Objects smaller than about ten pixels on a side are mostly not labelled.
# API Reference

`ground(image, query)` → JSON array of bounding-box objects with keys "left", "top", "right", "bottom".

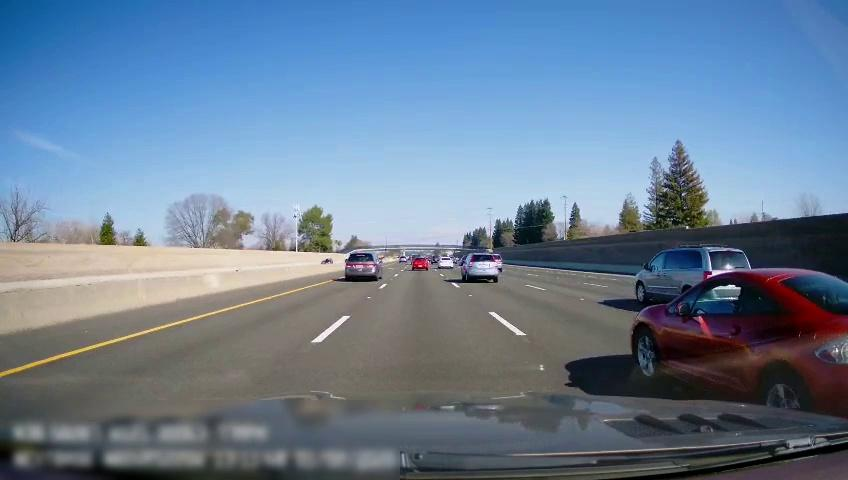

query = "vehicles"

[
  {"left": 430, "top": 254, "right": 440, "bottom": 263},
  {"left": 410, "top": 256, "right": 430, "bottom": 271},
  {"left": 438, "top": 256, "right": 454, "bottom": 269},
  {"left": 628, "top": 267, "right": 848, "bottom": 419},
  {"left": 344, "top": 251, "right": 385, "bottom": 282},
  {"left": 493, "top": 254, "right": 504, "bottom": 274},
  {"left": 633, "top": 247, "right": 753, "bottom": 305},
  {"left": 320, "top": 258, "right": 334, "bottom": 265},
  {"left": 460, "top": 253, "right": 499, "bottom": 283},
  {"left": 398, "top": 256, "right": 409, "bottom": 264}
]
